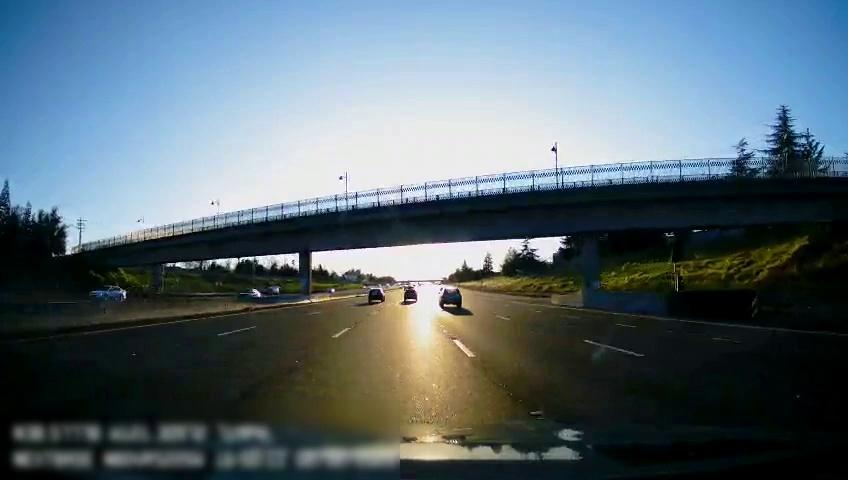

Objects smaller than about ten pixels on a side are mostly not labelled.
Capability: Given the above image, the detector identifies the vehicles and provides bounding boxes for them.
[263,287,280,297]
[438,286,463,310]
[237,287,262,301]
[88,285,127,304]
[403,285,418,302]
[368,287,386,303]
